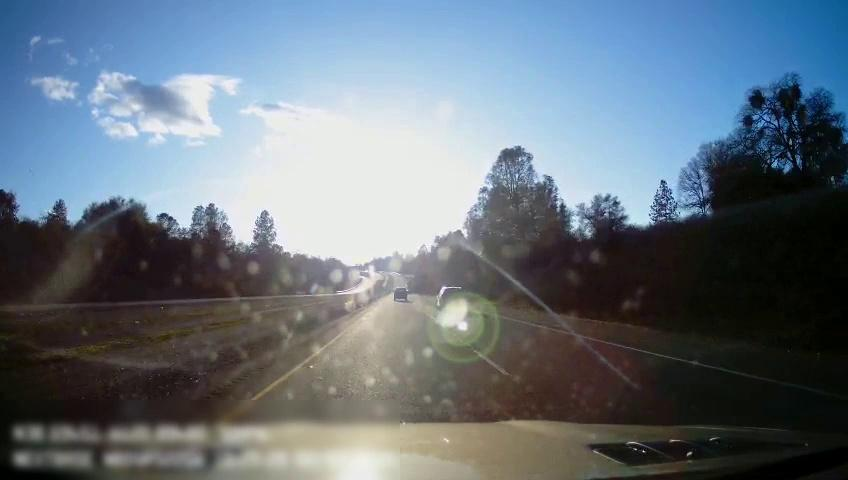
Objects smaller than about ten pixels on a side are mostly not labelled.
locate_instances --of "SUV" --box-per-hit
[438,287,465,308]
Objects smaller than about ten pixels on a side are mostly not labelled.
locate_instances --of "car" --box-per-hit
[393,288,408,302]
